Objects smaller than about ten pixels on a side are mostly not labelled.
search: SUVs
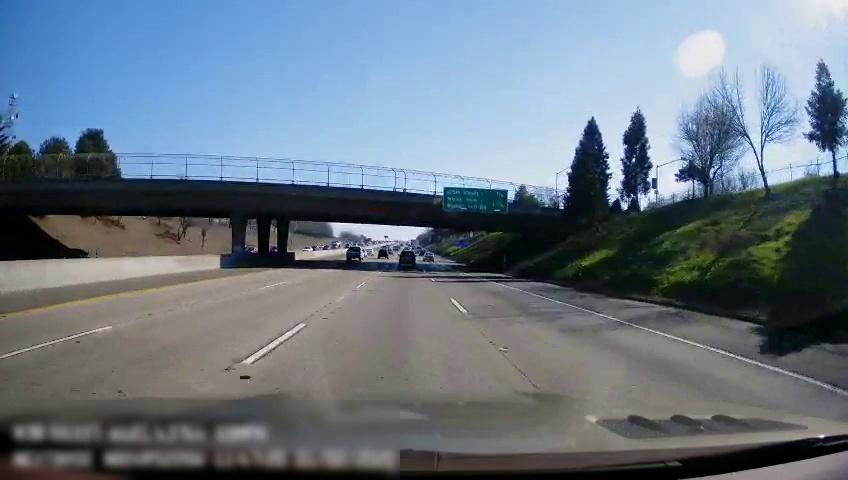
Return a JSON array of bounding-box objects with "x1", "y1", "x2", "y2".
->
[
  {"x1": 397, "y1": 250, "x2": 417, "y2": 265},
  {"x1": 345, "y1": 246, "x2": 366, "y2": 262},
  {"x1": 422, "y1": 251, "x2": 435, "y2": 262}
]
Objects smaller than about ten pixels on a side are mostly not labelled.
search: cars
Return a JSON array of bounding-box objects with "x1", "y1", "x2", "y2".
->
[{"x1": 377, "y1": 247, "x2": 389, "y2": 259}]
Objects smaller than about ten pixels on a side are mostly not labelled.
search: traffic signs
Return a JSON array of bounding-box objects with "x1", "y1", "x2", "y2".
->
[{"x1": 444, "y1": 187, "x2": 509, "y2": 214}]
